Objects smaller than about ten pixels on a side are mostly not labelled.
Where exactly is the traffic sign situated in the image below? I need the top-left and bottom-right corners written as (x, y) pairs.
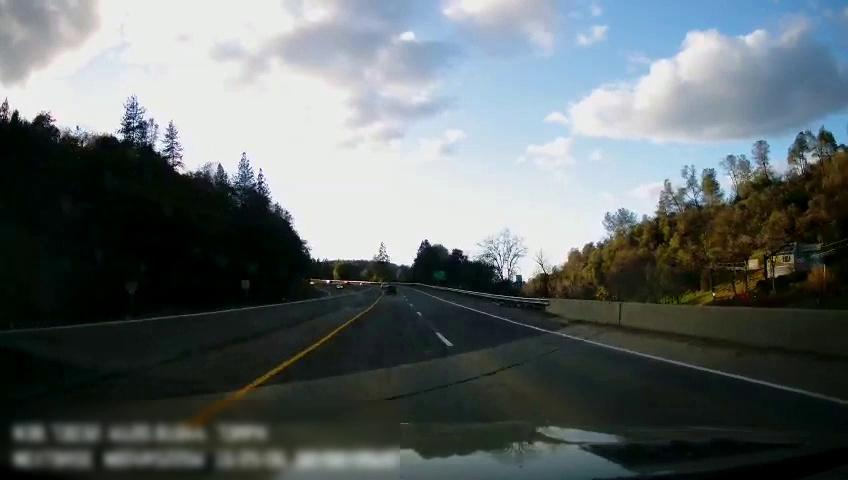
top-left (432, 270), bottom-right (445, 280)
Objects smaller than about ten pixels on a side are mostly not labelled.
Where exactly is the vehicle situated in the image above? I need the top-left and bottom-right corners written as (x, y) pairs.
top-left (386, 285), bottom-right (397, 295)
